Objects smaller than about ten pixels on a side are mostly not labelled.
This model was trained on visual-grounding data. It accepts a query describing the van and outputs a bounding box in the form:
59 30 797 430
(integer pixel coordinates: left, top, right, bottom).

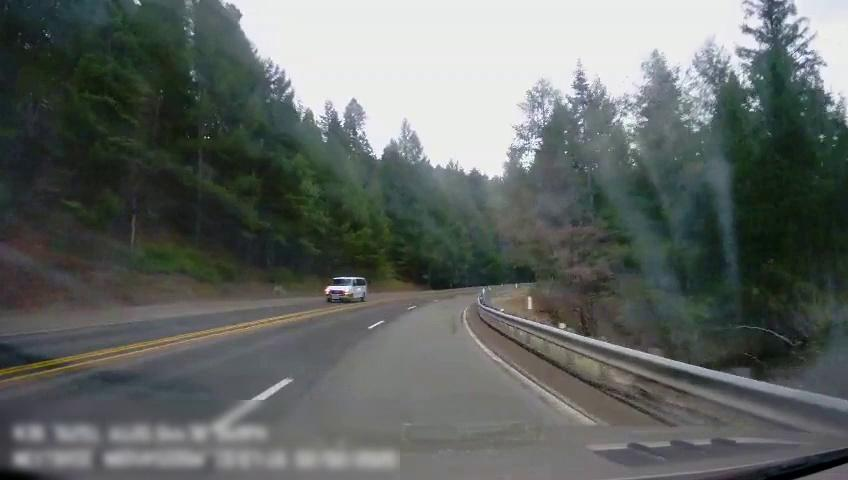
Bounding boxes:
323 275 368 303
